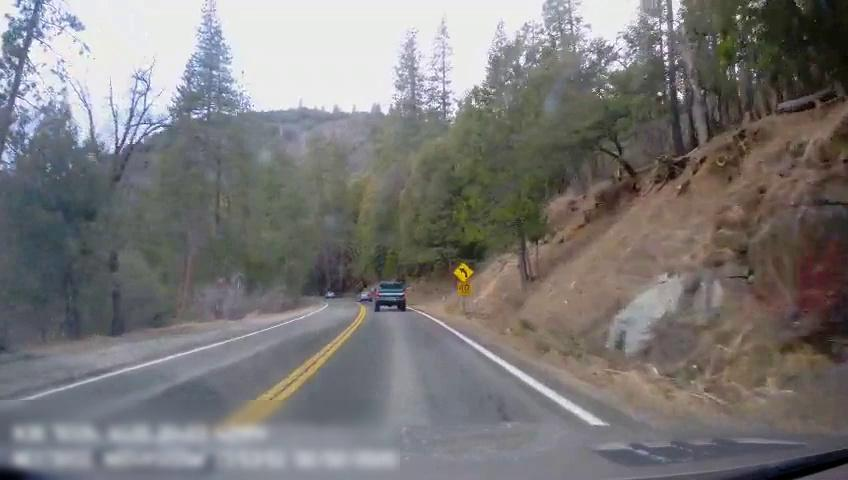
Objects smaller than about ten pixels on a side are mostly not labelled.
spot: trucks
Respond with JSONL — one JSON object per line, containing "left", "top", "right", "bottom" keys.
{"left": 374, "top": 281, "right": 406, "bottom": 312}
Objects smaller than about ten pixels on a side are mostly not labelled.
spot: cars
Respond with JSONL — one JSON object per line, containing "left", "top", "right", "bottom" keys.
{"left": 358, "top": 291, "right": 373, "bottom": 302}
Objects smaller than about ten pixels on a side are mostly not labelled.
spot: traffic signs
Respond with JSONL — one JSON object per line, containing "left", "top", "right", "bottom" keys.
{"left": 457, "top": 283, "right": 471, "bottom": 297}
{"left": 453, "top": 262, "right": 473, "bottom": 283}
